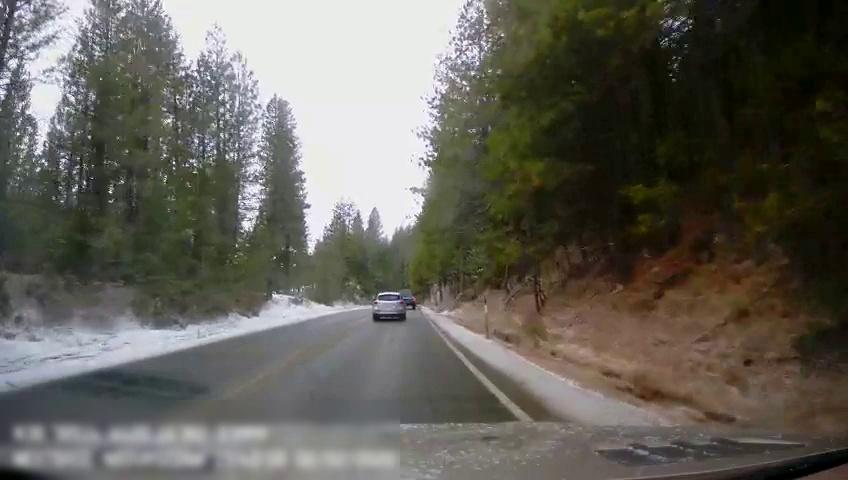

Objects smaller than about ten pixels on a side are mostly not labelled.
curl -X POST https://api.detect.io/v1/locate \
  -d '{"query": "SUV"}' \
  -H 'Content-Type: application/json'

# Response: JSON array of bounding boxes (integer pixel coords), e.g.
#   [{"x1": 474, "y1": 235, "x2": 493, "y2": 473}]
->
[{"x1": 372, "y1": 292, "x2": 406, "y2": 320}]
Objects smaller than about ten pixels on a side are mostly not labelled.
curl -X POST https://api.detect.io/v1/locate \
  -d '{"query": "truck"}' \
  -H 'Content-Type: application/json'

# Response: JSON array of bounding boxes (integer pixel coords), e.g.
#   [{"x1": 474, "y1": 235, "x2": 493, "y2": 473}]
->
[{"x1": 397, "y1": 290, "x2": 416, "y2": 310}]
